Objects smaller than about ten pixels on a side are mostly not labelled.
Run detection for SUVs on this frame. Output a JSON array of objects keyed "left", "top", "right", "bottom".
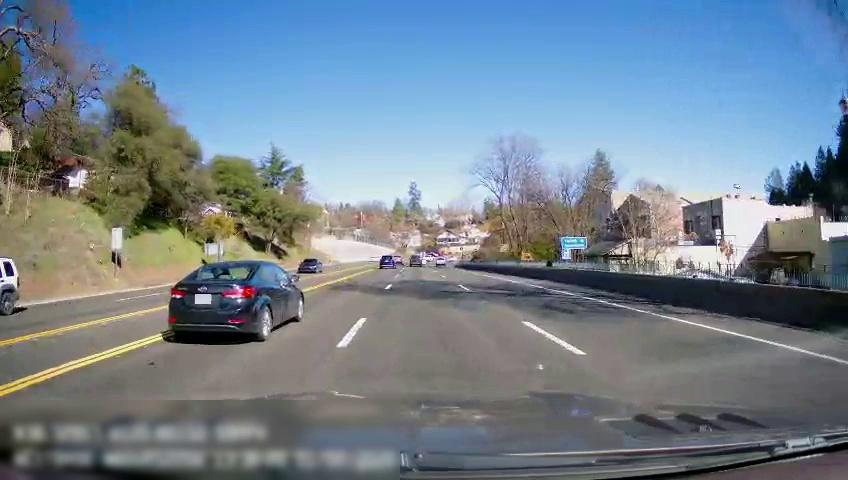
[
  {"left": 378, "top": 256, "right": 396, "bottom": 269},
  {"left": 0, "top": 257, "right": 19, "bottom": 316}
]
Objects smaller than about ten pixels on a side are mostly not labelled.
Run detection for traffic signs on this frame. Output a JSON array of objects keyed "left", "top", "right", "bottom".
[
  {"left": 561, "top": 237, "right": 588, "bottom": 249},
  {"left": 561, "top": 248, "right": 572, "bottom": 259}
]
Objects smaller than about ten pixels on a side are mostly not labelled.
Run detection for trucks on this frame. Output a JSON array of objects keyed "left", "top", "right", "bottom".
[
  {"left": 409, "top": 255, "right": 424, "bottom": 267},
  {"left": 436, "top": 257, "right": 448, "bottom": 266}
]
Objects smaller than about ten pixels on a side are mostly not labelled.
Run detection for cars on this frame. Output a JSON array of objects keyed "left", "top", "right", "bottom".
[
  {"left": 298, "top": 257, "right": 324, "bottom": 273},
  {"left": 168, "top": 260, "right": 306, "bottom": 342}
]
